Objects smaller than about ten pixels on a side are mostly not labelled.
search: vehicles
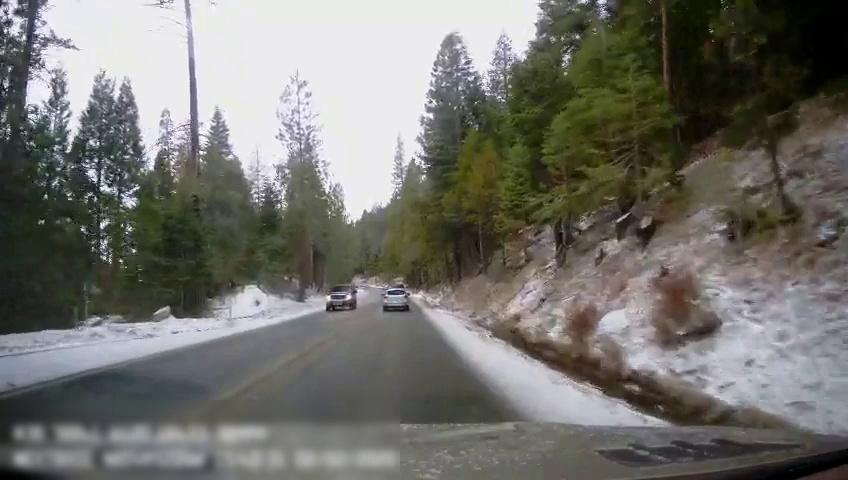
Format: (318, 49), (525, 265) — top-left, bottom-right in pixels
(390, 285), (406, 289)
(326, 285), (358, 312)
(383, 288), (411, 312)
